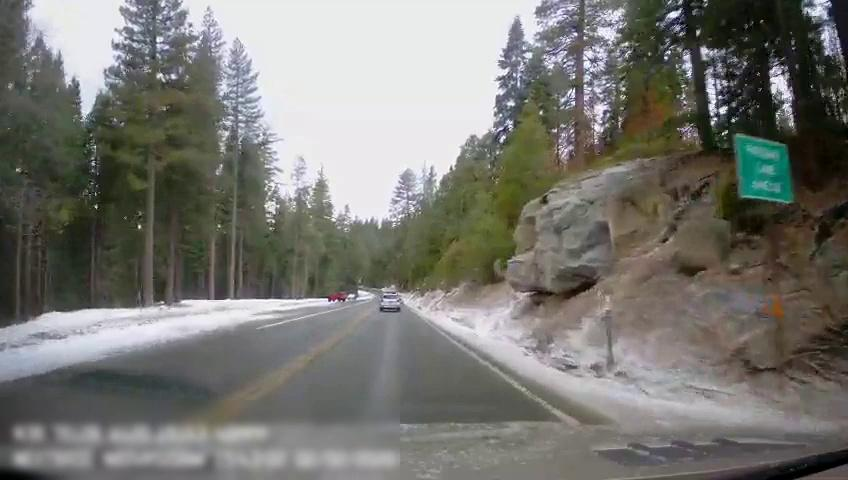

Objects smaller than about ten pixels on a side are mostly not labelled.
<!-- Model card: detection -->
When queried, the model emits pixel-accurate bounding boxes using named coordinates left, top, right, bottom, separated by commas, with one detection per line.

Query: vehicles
left=379, top=294, right=401, bottom=313
left=328, top=291, right=348, bottom=303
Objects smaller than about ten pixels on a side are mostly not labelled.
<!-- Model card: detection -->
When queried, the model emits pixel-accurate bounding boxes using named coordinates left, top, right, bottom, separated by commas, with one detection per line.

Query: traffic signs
left=734, top=133, right=794, bottom=205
